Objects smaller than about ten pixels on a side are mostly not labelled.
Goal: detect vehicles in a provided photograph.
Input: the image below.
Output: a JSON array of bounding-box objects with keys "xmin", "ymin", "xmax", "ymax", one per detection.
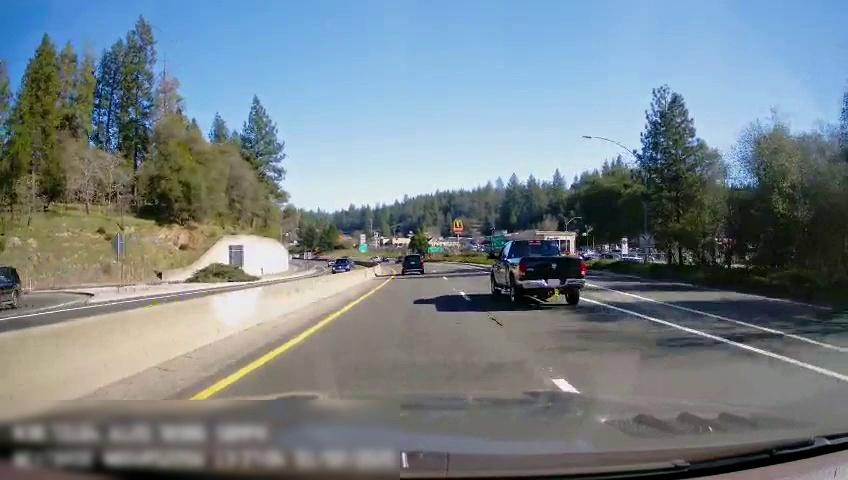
[
  {"xmin": 331, "ymin": 258, "xmax": 353, "ymax": 276},
  {"xmin": 486, "ymin": 239, "xmax": 586, "ymax": 308},
  {"xmin": 401, "ymin": 254, "xmax": 426, "ymax": 275},
  {"xmin": 327, "ymin": 259, "xmax": 337, "ymax": 267},
  {"xmin": 0, "ymin": 266, "xmax": 24, "ymax": 311},
  {"xmin": 369, "ymin": 255, "xmax": 381, "ymax": 265}
]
